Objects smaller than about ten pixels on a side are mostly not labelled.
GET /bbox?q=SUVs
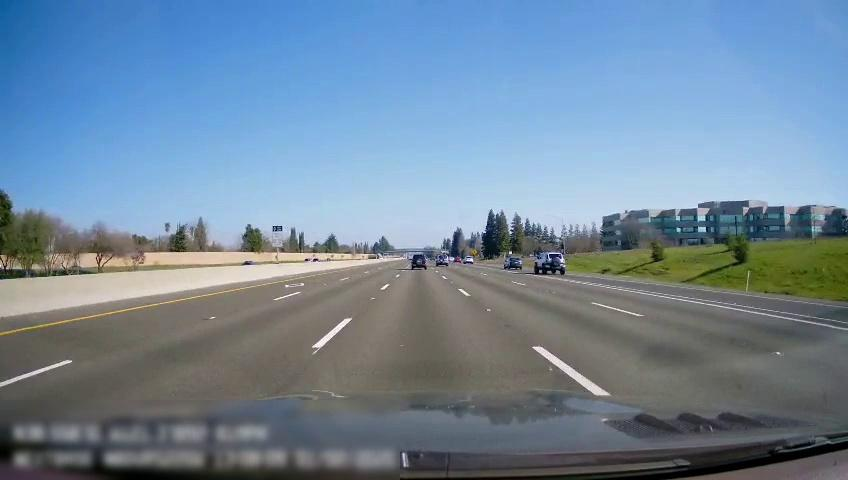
[411,254,427,270]
[462,255,474,265]
[533,252,567,275]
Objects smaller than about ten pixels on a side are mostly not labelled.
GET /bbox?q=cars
[241,260,256,266]
[435,254,449,267]
[503,257,522,270]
